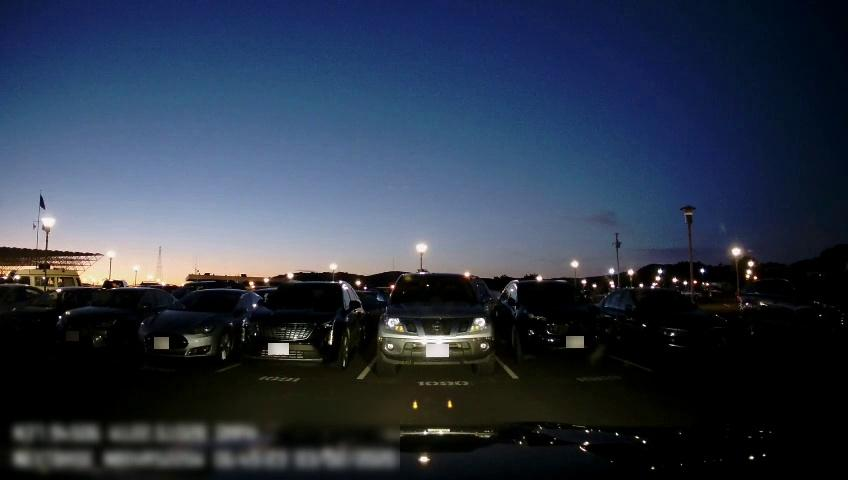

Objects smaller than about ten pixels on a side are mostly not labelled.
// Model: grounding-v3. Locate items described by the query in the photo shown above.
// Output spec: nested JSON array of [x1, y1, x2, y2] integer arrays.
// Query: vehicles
[[486, 277, 610, 364], [738, 276, 848, 345], [240, 278, 372, 373], [590, 288, 738, 371], [0, 283, 47, 323], [371, 271, 505, 382], [3, 288, 109, 337], [102, 279, 129, 290], [52, 287, 179, 355], [136, 288, 267, 364], [0, 266, 82, 294]]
